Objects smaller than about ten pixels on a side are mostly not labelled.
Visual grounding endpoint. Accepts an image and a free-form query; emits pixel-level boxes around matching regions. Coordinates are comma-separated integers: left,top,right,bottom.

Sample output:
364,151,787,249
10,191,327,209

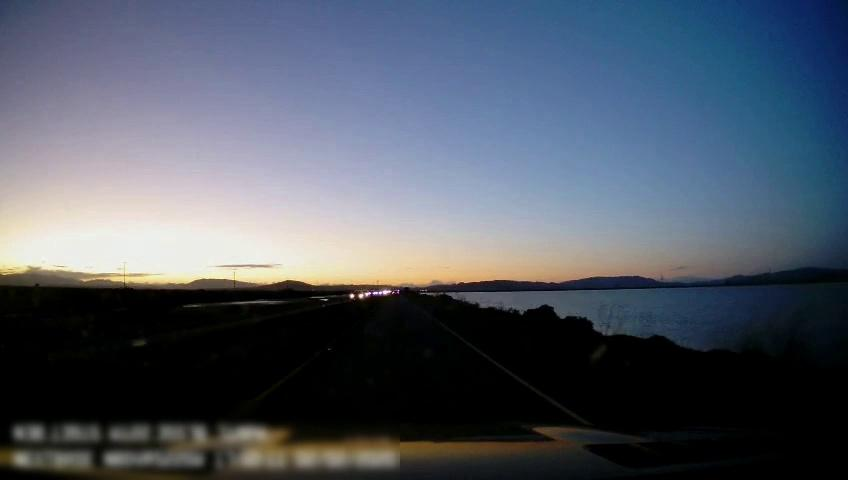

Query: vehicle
351,291,365,301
